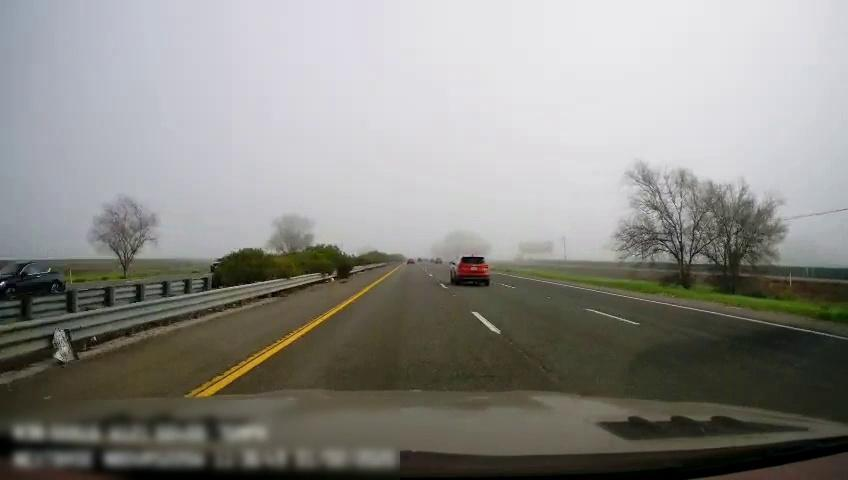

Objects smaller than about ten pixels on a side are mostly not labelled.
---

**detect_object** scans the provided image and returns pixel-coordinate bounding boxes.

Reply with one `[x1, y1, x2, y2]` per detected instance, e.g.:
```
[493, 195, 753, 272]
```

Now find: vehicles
[448, 254, 491, 287]
[210, 257, 225, 273]
[0, 261, 66, 299]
